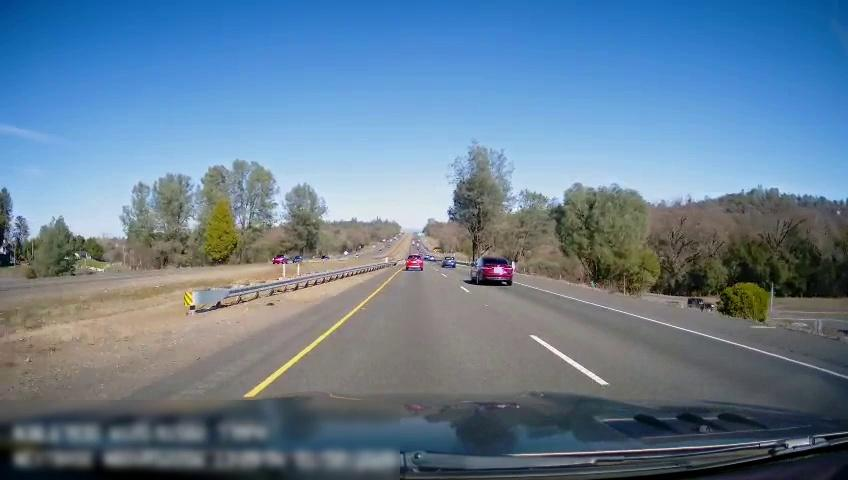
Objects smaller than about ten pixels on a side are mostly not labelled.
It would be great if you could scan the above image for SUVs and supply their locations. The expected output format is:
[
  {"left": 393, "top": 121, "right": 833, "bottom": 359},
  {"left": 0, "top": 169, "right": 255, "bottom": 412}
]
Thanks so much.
[
  {"left": 687, "top": 297, "right": 715, "bottom": 311},
  {"left": 272, "top": 254, "right": 289, "bottom": 265}
]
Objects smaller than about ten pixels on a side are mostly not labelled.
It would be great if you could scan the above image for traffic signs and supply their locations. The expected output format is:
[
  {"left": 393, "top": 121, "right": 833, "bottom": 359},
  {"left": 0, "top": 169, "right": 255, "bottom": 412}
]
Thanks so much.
[{"left": 183, "top": 292, "right": 194, "bottom": 307}]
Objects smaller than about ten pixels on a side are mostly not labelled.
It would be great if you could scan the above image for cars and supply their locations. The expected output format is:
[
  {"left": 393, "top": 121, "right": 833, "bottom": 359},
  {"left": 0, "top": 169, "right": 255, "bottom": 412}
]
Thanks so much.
[
  {"left": 405, "top": 254, "right": 424, "bottom": 270},
  {"left": 470, "top": 257, "right": 513, "bottom": 286},
  {"left": 441, "top": 257, "right": 455, "bottom": 268}
]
